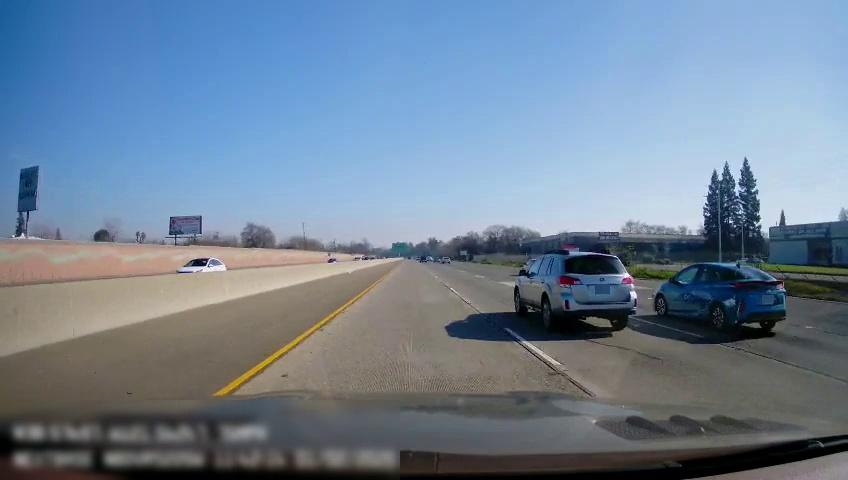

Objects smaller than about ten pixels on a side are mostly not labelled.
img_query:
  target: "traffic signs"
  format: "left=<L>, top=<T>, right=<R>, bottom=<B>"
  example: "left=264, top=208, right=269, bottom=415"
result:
left=392, top=242, right=409, bottom=251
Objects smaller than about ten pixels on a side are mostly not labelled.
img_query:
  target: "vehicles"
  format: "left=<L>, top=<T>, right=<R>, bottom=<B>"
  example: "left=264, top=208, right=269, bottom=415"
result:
left=518, top=259, right=536, bottom=273
left=175, top=257, right=227, bottom=275
left=512, top=252, right=637, bottom=332
left=654, top=261, right=788, bottom=338
left=327, top=257, right=337, bottom=264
